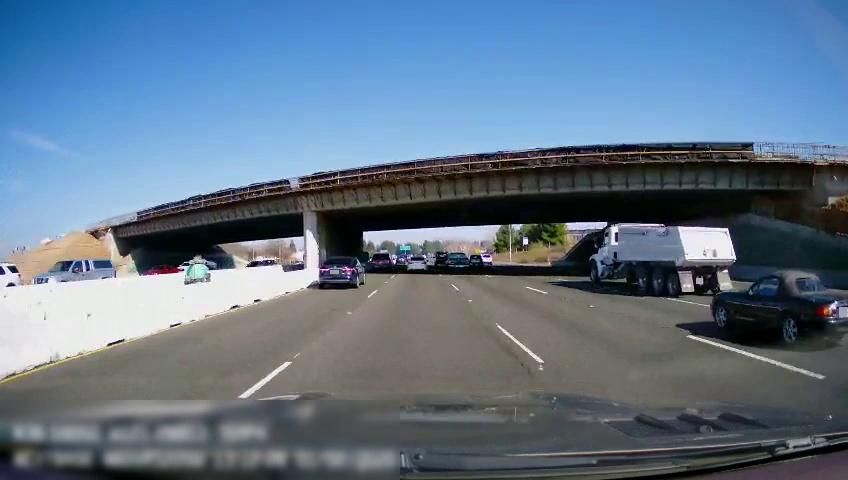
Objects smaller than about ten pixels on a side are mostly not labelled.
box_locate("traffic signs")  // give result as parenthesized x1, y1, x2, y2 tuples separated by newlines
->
(399, 245, 410, 251)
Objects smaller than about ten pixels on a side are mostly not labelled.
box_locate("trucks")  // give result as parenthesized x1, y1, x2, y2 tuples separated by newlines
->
(588, 222, 738, 297)
(432, 251, 449, 267)
(31, 257, 118, 286)
(445, 252, 470, 272)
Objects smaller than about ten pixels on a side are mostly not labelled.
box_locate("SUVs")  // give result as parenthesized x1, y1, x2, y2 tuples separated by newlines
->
(477, 253, 493, 267)
(0, 261, 25, 289)
(369, 253, 392, 272)
(176, 259, 218, 273)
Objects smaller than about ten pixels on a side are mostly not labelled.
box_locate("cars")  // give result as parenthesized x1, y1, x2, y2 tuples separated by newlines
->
(245, 260, 272, 268)
(406, 256, 428, 271)
(319, 255, 367, 289)
(710, 268, 848, 346)
(140, 264, 179, 277)
(468, 254, 484, 268)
